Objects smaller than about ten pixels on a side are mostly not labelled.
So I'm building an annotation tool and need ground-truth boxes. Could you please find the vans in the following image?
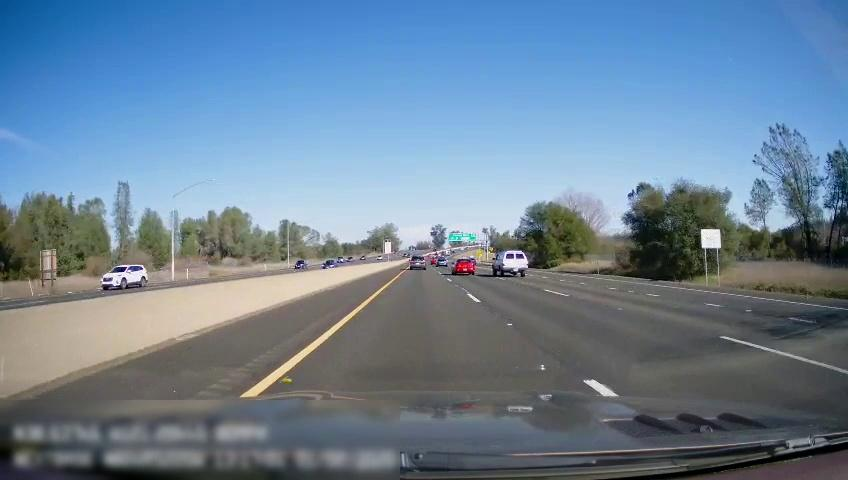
[491,250,528,277]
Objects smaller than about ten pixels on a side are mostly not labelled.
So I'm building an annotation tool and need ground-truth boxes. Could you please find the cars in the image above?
[435,257,449,268]
[451,258,476,275]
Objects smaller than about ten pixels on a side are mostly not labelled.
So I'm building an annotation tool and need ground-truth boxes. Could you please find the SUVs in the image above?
[100,264,148,290]
[409,256,427,271]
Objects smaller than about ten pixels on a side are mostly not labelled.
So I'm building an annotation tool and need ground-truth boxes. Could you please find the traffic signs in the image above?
[700,229,721,249]
[40,249,58,281]
[447,232,476,243]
